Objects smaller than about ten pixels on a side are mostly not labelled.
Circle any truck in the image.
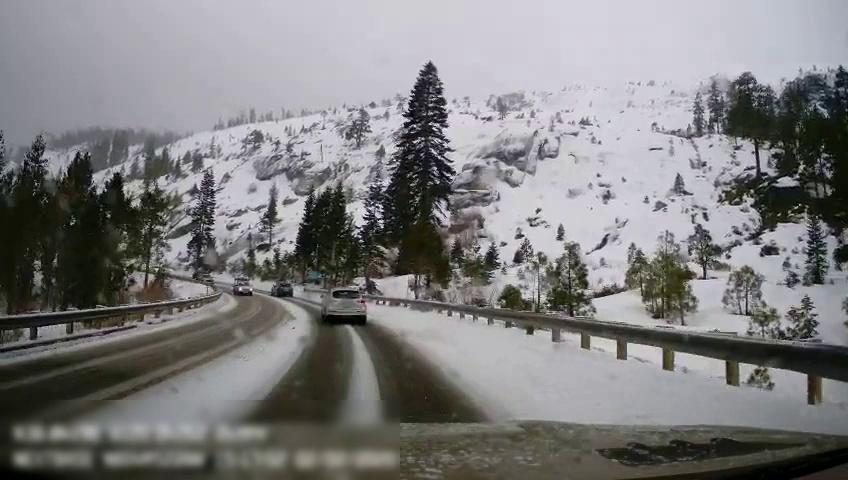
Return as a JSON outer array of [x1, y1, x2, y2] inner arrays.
[[233, 279, 253, 296]]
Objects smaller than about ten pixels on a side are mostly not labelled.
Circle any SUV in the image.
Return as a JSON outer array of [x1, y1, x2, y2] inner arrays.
[[318, 287, 367, 324]]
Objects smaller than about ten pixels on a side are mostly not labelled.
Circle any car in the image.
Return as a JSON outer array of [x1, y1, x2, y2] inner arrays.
[[271, 282, 293, 297]]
